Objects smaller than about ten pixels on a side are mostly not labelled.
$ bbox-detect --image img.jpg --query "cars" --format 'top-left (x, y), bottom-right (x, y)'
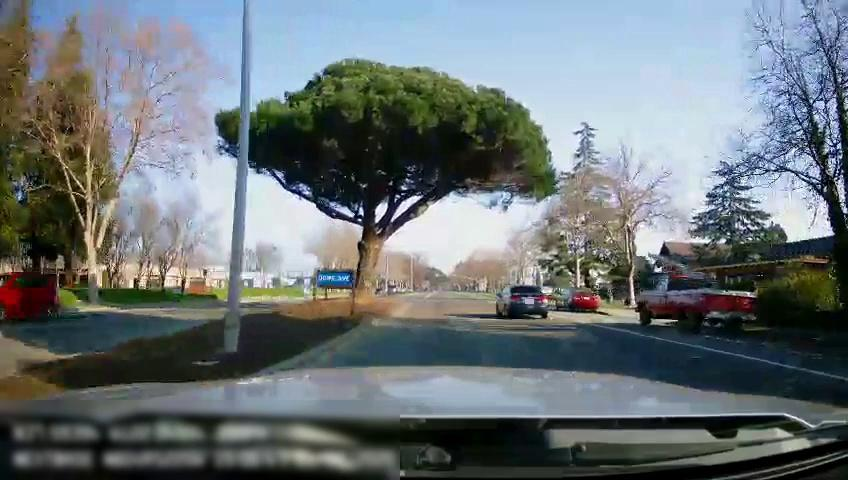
top-left (494, 284), bottom-right (553, 320)
top-left (554, 287), bottom-right (602, 314)
top-left (0, 271), bottom-right (61, 324)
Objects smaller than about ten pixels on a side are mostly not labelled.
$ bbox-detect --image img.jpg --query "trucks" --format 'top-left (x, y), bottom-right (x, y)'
top-left (635, 273), bottom-right (758, 335)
